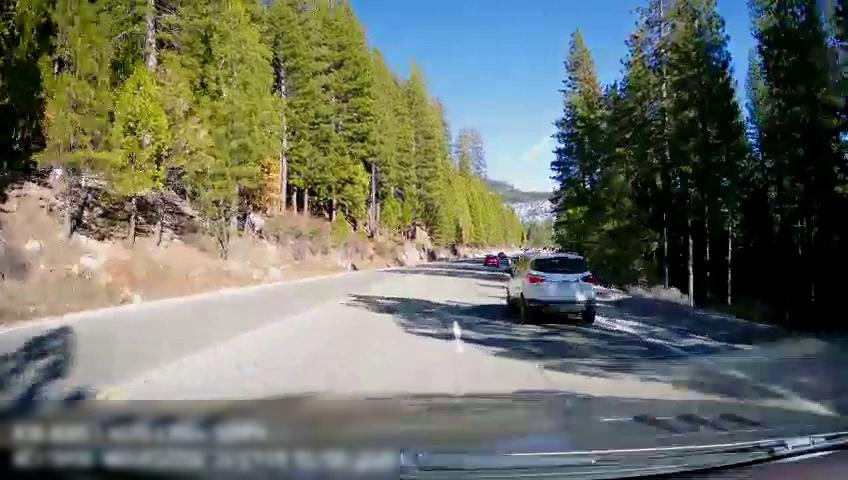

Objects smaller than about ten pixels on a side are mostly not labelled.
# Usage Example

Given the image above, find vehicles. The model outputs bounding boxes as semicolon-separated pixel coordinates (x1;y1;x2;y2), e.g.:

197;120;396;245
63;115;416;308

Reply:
483;254;500;267
495;255;510;266
504;253;598;325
